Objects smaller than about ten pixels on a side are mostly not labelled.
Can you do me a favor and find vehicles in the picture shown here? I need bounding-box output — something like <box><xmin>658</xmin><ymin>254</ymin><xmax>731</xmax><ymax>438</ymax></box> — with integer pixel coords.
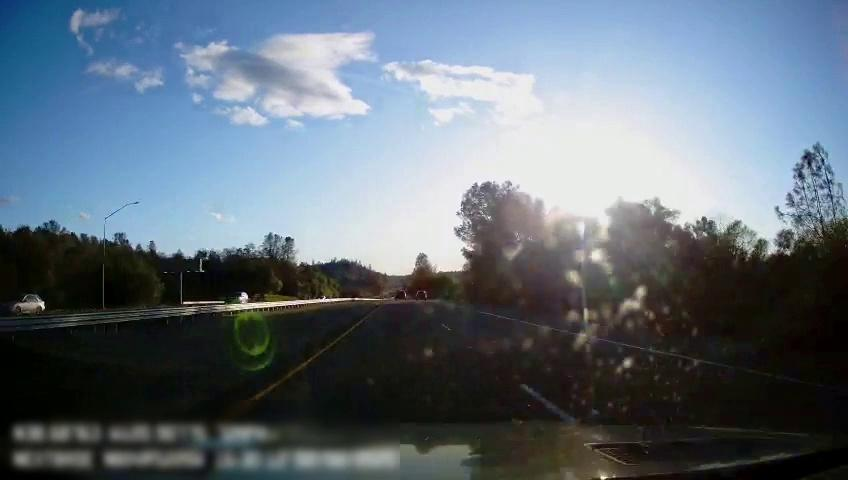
<box><xmin>230</xmin><ymin>291</ymin><xmax>249</xmax><ymax>304</ymax></box>
<box><xmin>394</xmin><ymin>290</ymin><xmax>407</xmax><ymax>301</ymax></box>
<box><xmin>415</xmin><ymin>290</ymin><xmax>428</xmax><ymax>301</ymax></box>
<box><xmin>0</xmin><ymin>294</ymin><xmax>45</xmax><ymax>318</ymax></box>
